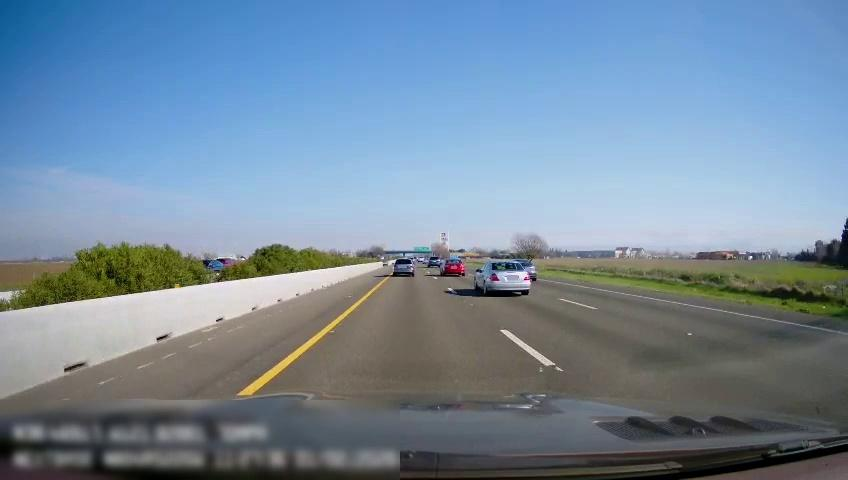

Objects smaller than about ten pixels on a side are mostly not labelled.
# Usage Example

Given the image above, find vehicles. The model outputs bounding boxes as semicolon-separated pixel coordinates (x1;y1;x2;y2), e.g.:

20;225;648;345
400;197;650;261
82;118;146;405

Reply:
473;260;531;297
392;258;415;278
213;257;242;268
518;259;539;282
440;259;465;278
200;259;225;274
427;256;443;268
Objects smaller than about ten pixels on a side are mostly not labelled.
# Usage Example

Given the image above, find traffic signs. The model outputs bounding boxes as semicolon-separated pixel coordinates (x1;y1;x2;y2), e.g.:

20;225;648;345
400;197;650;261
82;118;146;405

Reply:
416;246;431;253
